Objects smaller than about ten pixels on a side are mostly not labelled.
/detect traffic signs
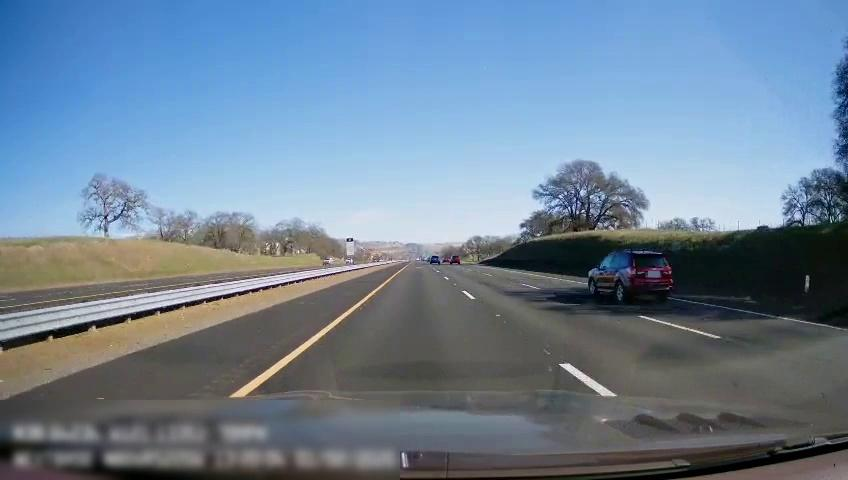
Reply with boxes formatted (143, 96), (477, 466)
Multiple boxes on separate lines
(345, 238), (355, 256)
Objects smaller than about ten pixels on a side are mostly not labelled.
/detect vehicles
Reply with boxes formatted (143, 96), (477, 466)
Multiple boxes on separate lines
(586, 250), (674, 306)
(322, 257), (334, 266)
